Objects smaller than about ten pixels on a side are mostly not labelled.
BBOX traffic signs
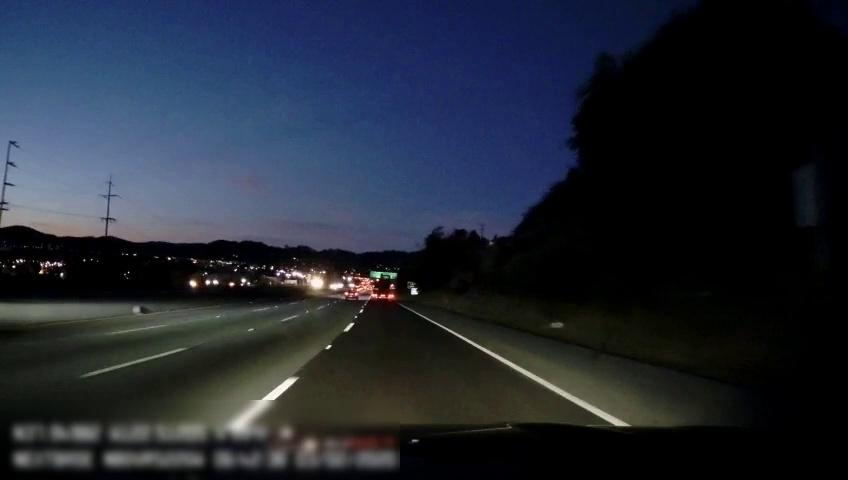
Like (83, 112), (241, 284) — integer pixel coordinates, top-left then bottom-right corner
(369, 270), (397, 277)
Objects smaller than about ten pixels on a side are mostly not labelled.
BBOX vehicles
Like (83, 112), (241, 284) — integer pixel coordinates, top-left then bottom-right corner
(370, 273), (396, 305)
(344, 287), (359, 301)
